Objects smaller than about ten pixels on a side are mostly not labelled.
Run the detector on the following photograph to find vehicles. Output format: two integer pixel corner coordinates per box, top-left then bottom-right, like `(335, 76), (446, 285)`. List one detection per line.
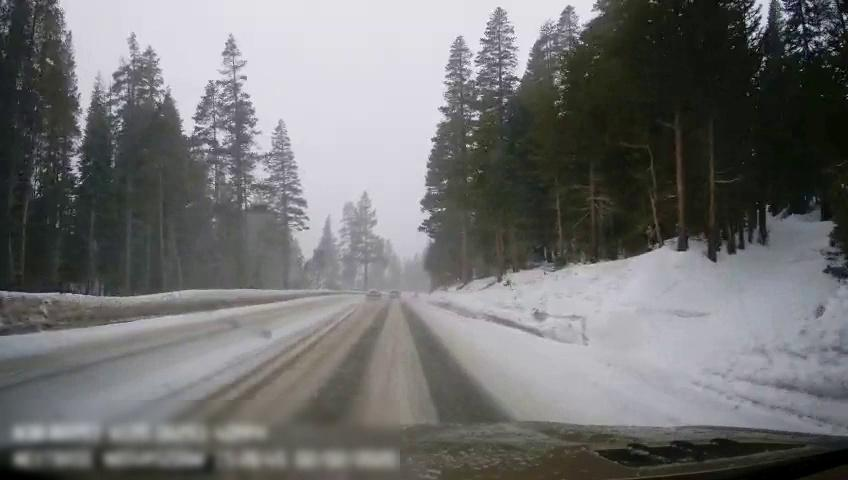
(389, 289), (400, 299)
(365, 288), (382, 301)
